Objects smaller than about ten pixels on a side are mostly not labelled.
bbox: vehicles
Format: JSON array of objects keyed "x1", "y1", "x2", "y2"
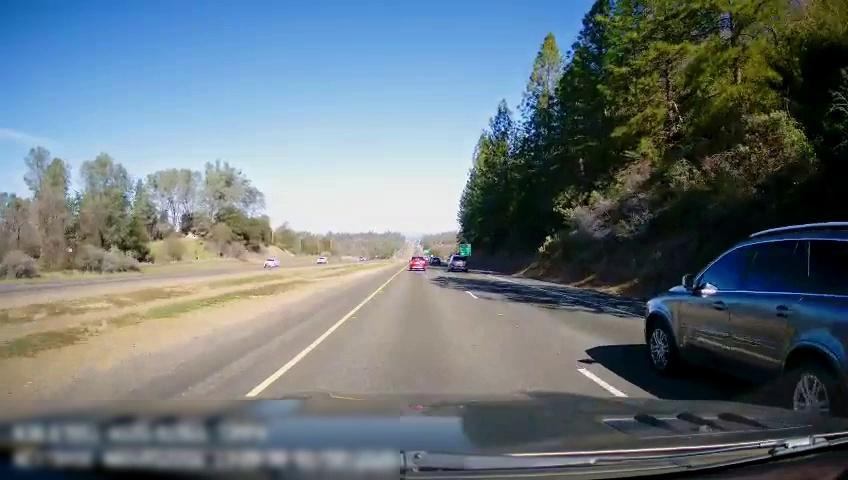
[
  {"x1": 642, "y1": 230, "x2": 848, "y2": 419},
  {"x1": 430, "y1": 256, "x2": 441, "y2": 265},
  {"x1": 446, "y1": 255, "x2": 468, "y2": 273},
  {"x1": 316, "y1": 256, "x2": 328, "y2": 265},
  {"x1": 263, "y1": 258, "x2": 280, "y2": 269},
  {"x1": 408, "y1": 255, "x2": 428, "y2": 273}
]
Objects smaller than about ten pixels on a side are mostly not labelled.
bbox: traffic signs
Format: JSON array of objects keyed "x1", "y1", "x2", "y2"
[{"x1": 460, "y1": 244, "x2": 471, "y2": 257}]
